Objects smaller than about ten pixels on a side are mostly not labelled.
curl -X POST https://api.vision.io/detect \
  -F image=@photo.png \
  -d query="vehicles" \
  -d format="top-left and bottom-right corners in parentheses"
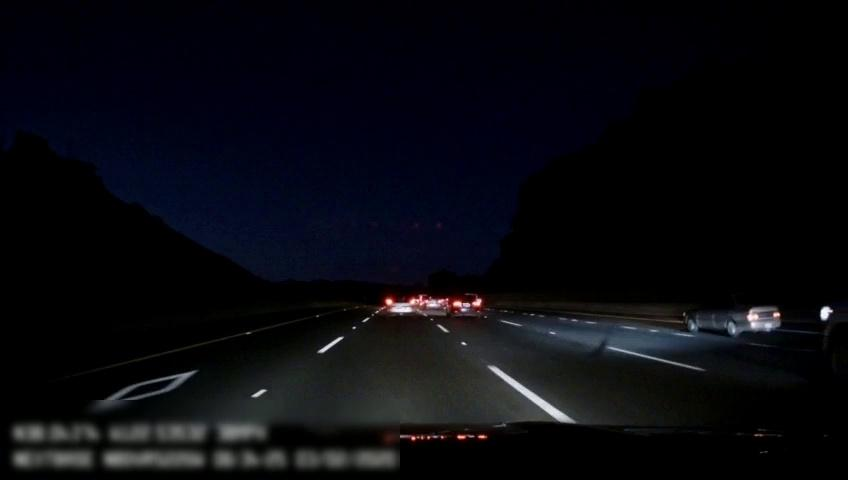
top-left (424, 294), bottom-right (442, 310)
top-left (385, 291), bottom-right (417, 317)
top-left (445, 293), bottom-right (481, 320)
top-left (817, 294), bottom-right (848, 385)
top-left (682, 291), bottom-right (781, 339)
